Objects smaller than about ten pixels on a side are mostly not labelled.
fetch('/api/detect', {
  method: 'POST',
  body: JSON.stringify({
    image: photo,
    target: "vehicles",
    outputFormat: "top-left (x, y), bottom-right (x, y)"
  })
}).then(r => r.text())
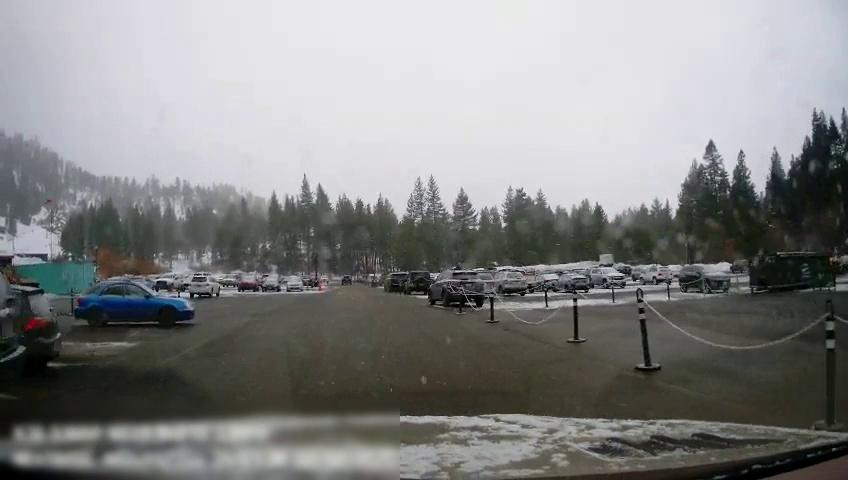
top-left (262, 273), bottom-right (281, 292)
top-left (71, 281), bottom-right (196, 329)
top-left (427, 270), bottom-right (485, 309)
top-left (384, 272), bottom-right (410, 293)
top-left (551, 273), bottom-right (589, 294)
top-left (588, 267), bottom-right (626, 289)
top-left (0, 268), bottom-right (29, 385)
top-left (496, 272), bottom-right (528, 297)
top-left (478, 273), bottom-right (494, 295)
top-left (677, 265), bottom-right (732, 294)
top-left (403, 271), bottom-right (435, 296)
top-left (153, 272), bottom-right (184, 293)
top-left (639, 267), bottom-right (673, 286)
top-left (286, 275), bottom-right (304, 292)
top-left (189, 275), bottom-right (220, 299)
top-left (238, 274), bottom-right (260, 292)
top-left (12, 284), bottom-right (63, 374)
